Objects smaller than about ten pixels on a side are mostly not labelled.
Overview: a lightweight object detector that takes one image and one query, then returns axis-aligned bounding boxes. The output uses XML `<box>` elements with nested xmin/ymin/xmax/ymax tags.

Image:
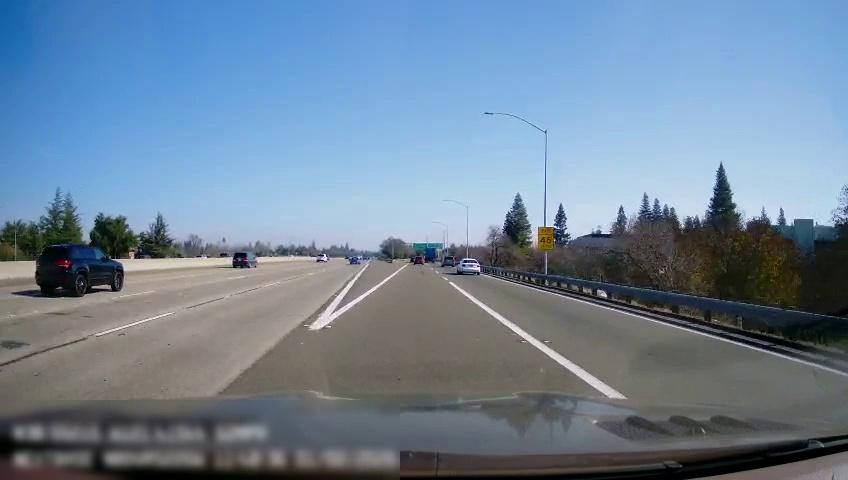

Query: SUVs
<box><xmin>440</xmin><ymin>255</ymin><xmax>456</xmax><ymax>268</ymax></box>
<box><xmin>230</xmin><ymin>251</ymin><xmax>258</xmax><ymax>270</ymax></box>
<box><xmin>412</xmin><ymin>256</ymin><xmax>424</xmax><ymax>265</ymax></box>
<box><xmin>314</xmin><ymin>252</ymin><xmax>329</xmax><ymax>263</ymax></box>
<box><xmin>34</xmin><ymin>244</ymin><xmax>127</xmax><ymax>298</ymax></box>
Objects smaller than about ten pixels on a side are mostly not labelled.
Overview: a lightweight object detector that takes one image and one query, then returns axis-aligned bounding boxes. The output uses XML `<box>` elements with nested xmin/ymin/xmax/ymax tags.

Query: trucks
<box><xmin>423</xmin><ymin>247</ymin><xmax>437</xmax><ymax>264</ymax></box>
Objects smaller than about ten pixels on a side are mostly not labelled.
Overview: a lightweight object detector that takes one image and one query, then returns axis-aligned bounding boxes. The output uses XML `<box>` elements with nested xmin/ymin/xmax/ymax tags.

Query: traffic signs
<box><xmin>538</xmin><ymin>225</ymin><xmax>557</xmax><ymax>250</ymax></box>
<box><xmin>411</xmin><ymin>243</ymin><xmax>428</xmax><ymax>251</ymax></box>
<box><xmin>427</xmin><ymin>243</ymin><xmax>444</xmax><ymax>247</ymax></box>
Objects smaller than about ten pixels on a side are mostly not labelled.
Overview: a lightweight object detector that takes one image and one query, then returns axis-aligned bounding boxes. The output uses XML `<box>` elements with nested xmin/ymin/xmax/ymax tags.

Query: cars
<box><xmin>456</xmin><ymin>257</ymin><xmax>482</xmax><ymax>275</ymax></box>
